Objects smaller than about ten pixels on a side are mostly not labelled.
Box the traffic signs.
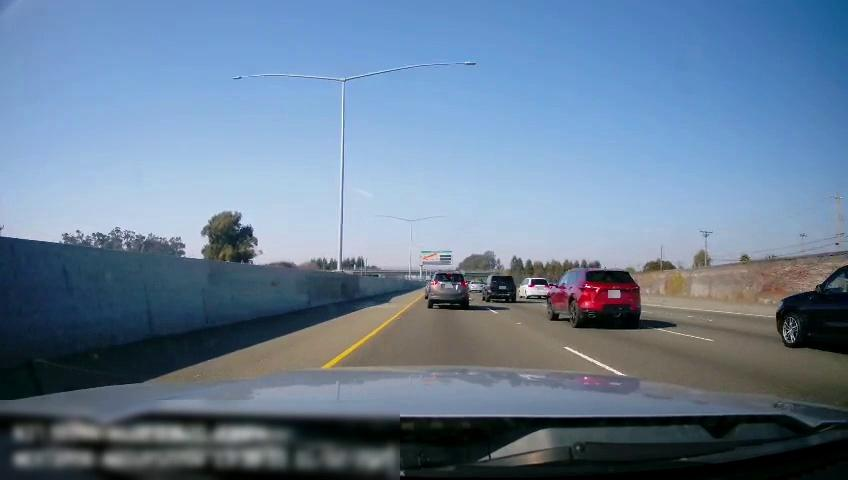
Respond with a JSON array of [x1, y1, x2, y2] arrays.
[[420, 250, 453, 266]]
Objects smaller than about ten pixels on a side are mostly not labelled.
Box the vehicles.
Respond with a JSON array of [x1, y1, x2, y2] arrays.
[[480, 274, 517, 304], [775, 263, 848, 348], [424, 286, 429, 299], [427, 270, 470, 309], [545, 267, 641, 328], [518, 277, 549, 299], [468, 279, 483, 293]]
